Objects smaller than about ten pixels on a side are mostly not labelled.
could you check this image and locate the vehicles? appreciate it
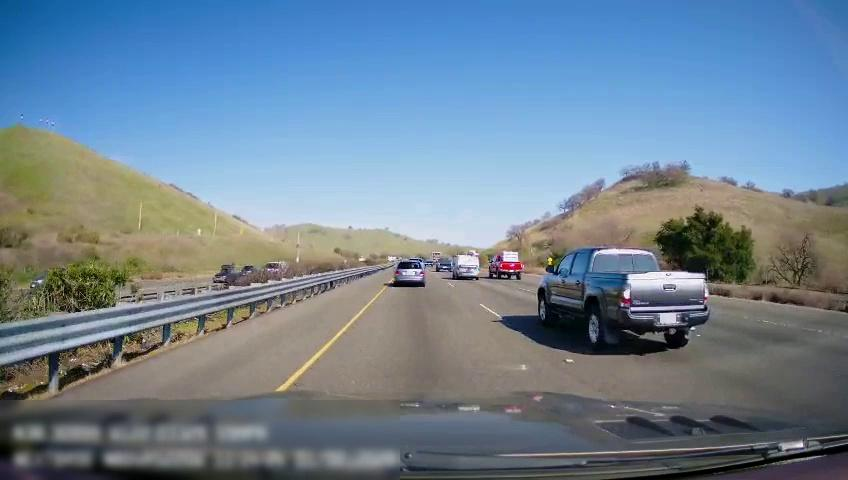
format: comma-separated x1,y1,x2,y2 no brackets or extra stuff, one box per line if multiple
263,261,289,275
424,259,434,267
407,258,423,264
451,250,480,281
435,257,453,273
387,255,397,262
394,259,425,287
212,267,243,284
488,249,524,281
29,274,49,288
535,245,712,351
239,265,259,276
